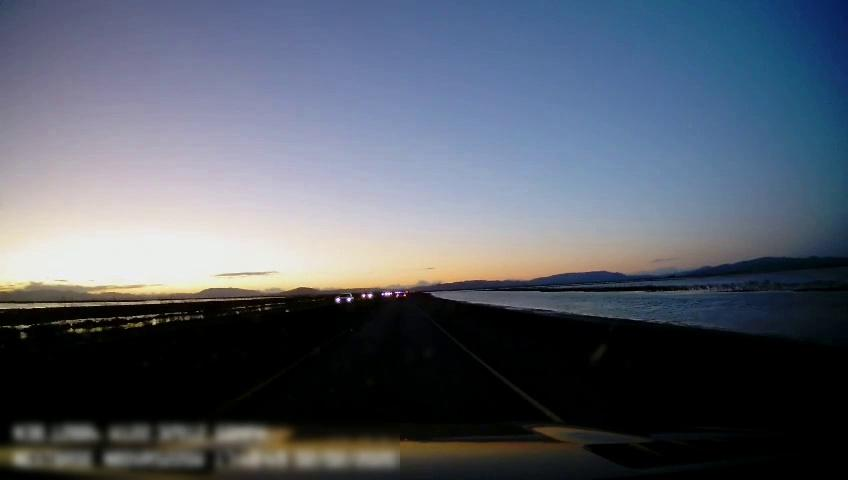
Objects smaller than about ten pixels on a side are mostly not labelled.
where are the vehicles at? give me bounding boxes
[395,290,407,299]
[334,292,355,305]
[360,291,375,300]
